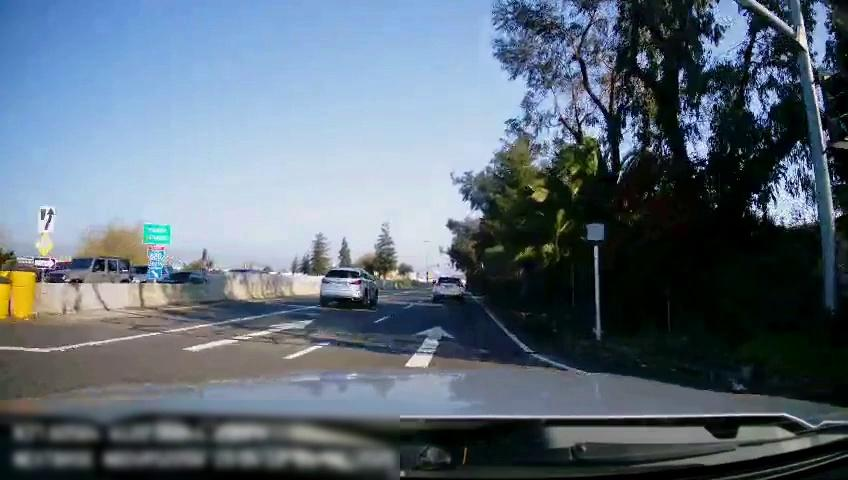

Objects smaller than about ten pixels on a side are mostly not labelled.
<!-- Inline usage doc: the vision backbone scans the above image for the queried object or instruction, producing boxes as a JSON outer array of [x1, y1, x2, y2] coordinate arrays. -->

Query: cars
[[158, 271, 209, 285]]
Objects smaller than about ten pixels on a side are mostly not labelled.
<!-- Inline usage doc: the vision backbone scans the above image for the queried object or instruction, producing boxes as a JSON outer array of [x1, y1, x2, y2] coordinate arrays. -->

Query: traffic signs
[[36, 206, 56, 233], [144, 246, 168, 257], [33, 233, 54, 257], [586, 223, 605, 241], [142, 223, 172, 245]]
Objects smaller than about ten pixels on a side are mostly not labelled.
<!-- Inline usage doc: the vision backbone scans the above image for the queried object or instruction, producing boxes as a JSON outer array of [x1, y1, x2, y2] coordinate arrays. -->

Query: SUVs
[[319, 267, 379, 308], [124, 265, 176, 285], [42, 261, 72, 284], [46, 255, 134, 285], [432, 276, 465, 304]]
